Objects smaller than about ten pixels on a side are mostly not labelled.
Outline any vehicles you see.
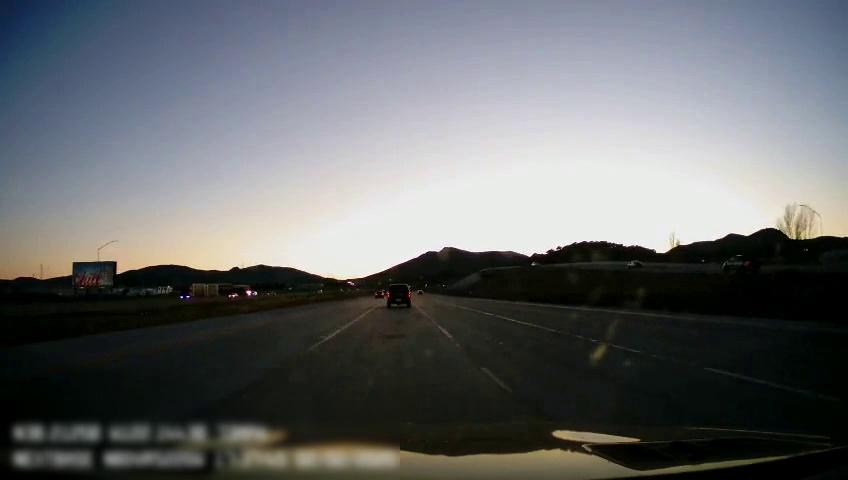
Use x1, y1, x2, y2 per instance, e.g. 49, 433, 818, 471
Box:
386, 283, 412, 308
373, 290, 385, 299
228, 292, 239, 299
179, 292, 192, 300
723, 253, 760, 273
627, 260, 643, 268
